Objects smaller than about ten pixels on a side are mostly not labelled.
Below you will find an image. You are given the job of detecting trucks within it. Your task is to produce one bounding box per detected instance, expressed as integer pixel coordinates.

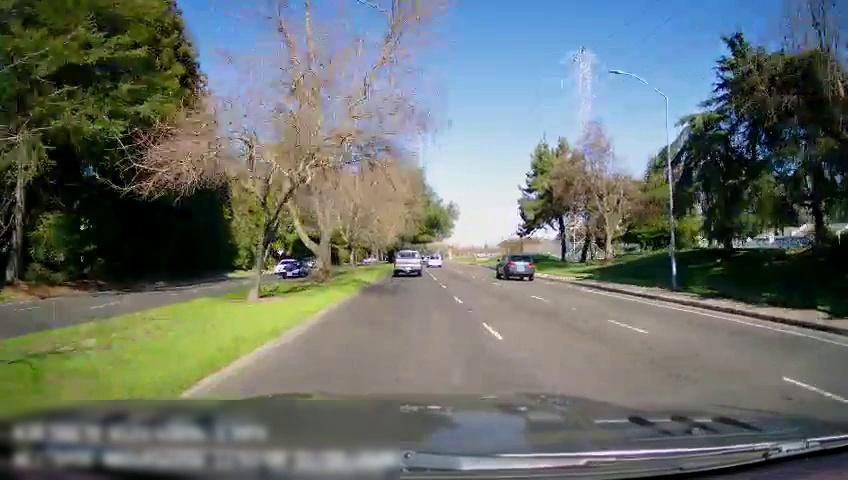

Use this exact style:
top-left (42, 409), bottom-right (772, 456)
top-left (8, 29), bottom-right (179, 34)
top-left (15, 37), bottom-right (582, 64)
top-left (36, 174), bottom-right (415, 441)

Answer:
top-left (393, 250), bottom-right (422, 277)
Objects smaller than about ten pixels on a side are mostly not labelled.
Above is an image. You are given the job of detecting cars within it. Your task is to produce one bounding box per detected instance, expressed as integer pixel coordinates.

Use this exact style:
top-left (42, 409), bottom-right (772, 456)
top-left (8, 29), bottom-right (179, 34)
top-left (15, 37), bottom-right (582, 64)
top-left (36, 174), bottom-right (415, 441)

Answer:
top-left (273, 259), bottom-right (294, 276)
top-left (426, 254), bottom-right (442, 267)
top-left (281, 260), bottom-right (305, 280)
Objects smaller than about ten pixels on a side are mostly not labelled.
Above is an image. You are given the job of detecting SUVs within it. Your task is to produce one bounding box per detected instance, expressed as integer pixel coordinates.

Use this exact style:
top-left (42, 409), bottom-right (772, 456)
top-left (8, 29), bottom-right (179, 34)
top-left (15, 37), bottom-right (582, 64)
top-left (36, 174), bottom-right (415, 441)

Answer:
top-left (495, 254), bottom-right (535, 282)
